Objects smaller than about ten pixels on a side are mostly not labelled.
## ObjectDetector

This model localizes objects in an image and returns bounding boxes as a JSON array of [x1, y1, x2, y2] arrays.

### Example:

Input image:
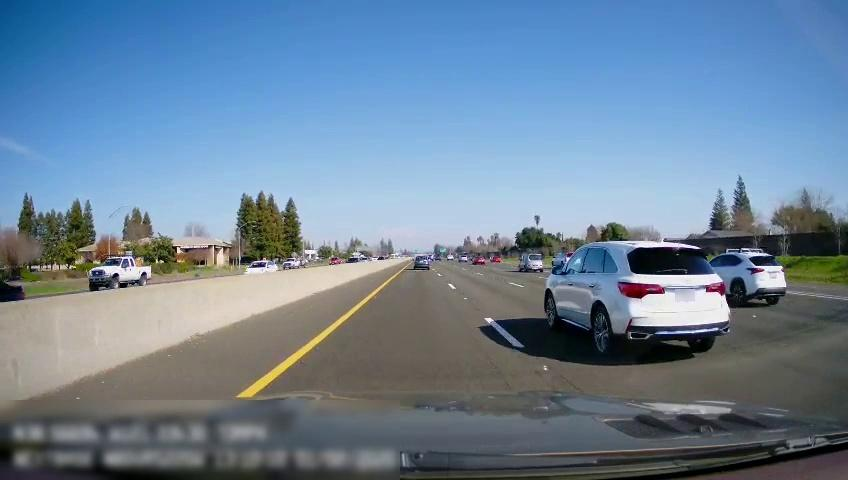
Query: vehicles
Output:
[[298, 258, 308, 268], [359, 257, 370, 263], [345, 256, 360, 263], [328, 256, 343, 265], [243, 260, 278, 275], [0, 280, 26, 304], [516, 253, 544, 274], [542, 240, 732, 359], [89, 256, 153, 293], [470, 255, 486, 266], [708, 254, 788, 308], [282, 258, 301, 271], [412, 253, 432, 271], [550, 250, 576, 266]]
